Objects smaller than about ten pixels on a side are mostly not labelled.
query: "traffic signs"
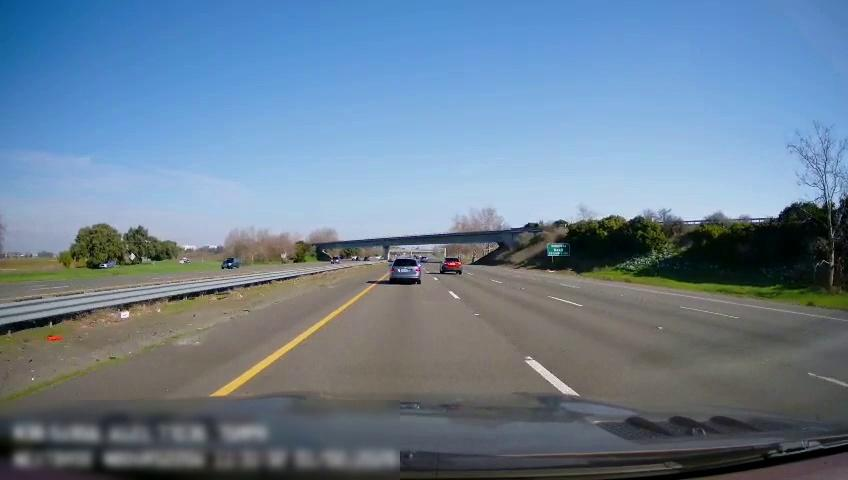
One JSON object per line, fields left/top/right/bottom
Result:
{"left": 548, "top": 242, "right": 570, "bottom": 256}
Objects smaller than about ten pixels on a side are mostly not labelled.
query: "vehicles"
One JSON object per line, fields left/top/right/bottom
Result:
{"left": 221, "top": 257, "right": 241, "bottom": 270}
{"left": 389, "top": 259, "right": 421, "bottom": 284}
{"left": 420, "top": 256, "right": 429, "bottom": 264}
{"left": 440, "top": 257, "right": 463, "bottom": 275}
